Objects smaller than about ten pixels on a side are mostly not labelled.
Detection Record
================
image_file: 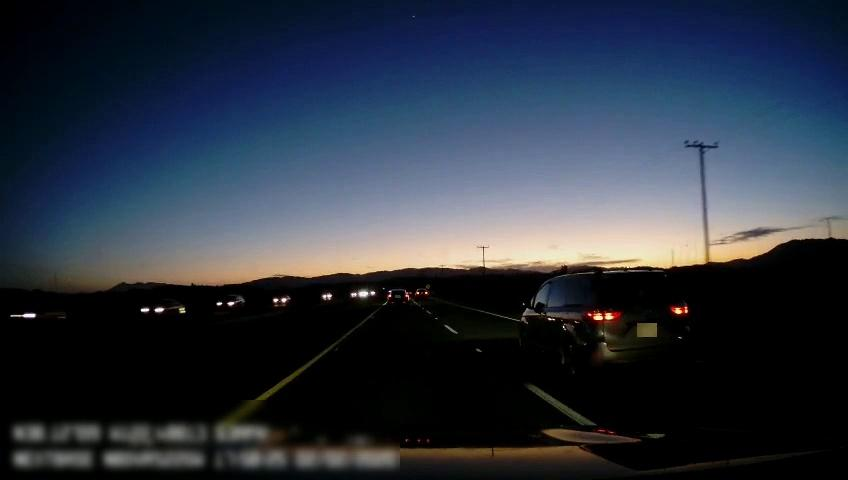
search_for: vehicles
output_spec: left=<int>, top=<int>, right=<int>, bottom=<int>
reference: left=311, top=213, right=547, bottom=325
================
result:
left=517, top=270, right=692, bottom=379
left=321, top=291, right=333, bottom=301
left=387, top=289, right=410, bottom=308
left=9, top=303, right=66, bottom=325
left=138, top=298, right=186, bottom=319
left=271, top=294, right=291, bottom=307
left=216, top=293, right=246, bottom=310
left=414, top=288, right=429, bottom=301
